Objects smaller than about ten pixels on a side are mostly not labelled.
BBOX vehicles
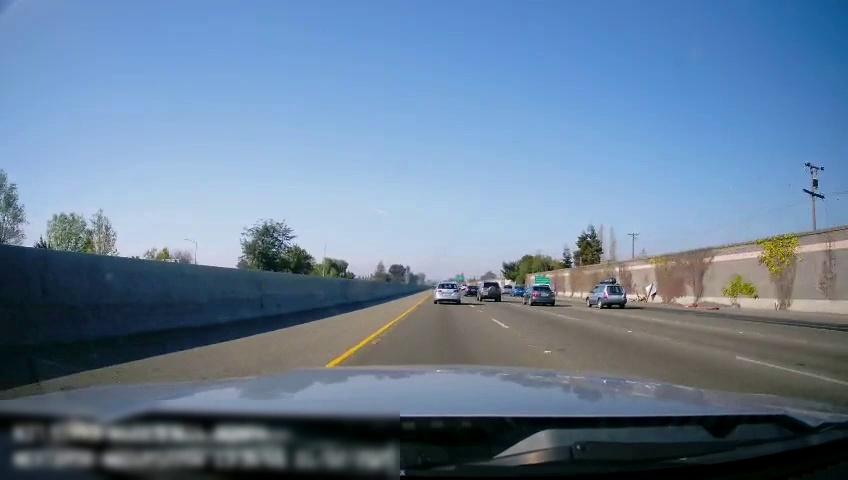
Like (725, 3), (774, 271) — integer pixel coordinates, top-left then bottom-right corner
(522, 285), (556, 306)
(510, 286), (526, 297)
(433, 282), (462, 304)
(500, 285), (514, 295)
(585, 276), (627, 309)
(477, 281), (501, 302)
(464, 285), (479, 296)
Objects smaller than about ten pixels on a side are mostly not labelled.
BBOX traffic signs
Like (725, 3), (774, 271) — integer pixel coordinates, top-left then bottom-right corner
(534, 275), (552, 285)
